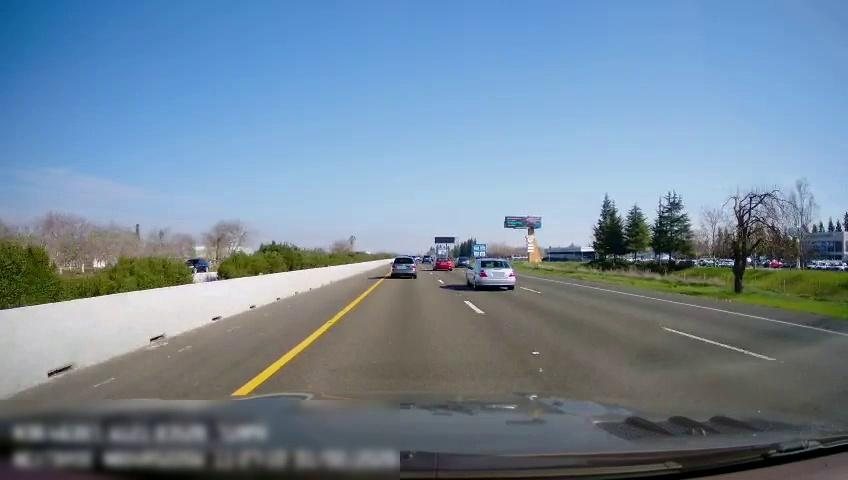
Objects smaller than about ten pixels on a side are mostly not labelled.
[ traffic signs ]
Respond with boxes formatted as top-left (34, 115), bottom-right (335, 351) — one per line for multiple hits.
top-left (472, 244), bottom-right (486, 251)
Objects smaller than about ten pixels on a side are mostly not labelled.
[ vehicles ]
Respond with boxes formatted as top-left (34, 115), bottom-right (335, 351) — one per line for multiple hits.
top-left (389, 255), bottom-right (418, 278)
top-left (421, 254), bottom-right (433, 264)
top-left (454, 257), bottom-right (469, 269)
top-left (182, 257), bottom-right (210, 276)
top-left (465, 257), bottom-right (515, 291)
top-left (432, 256), bottom-right (454, 273)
